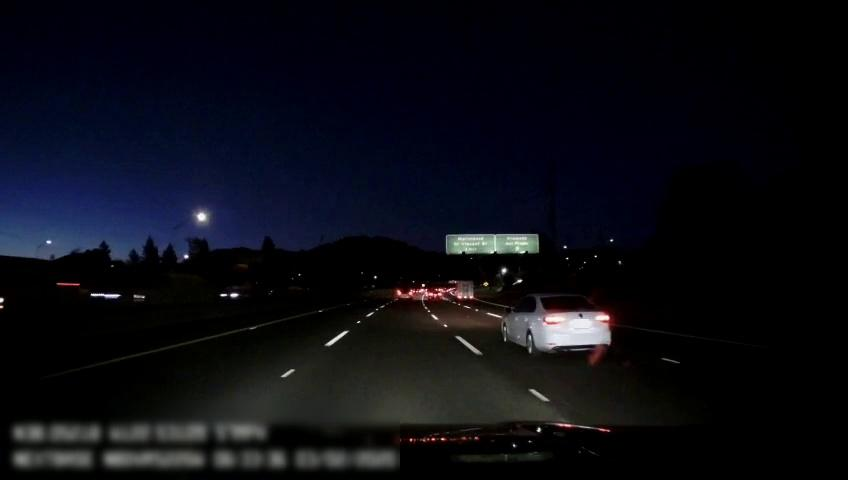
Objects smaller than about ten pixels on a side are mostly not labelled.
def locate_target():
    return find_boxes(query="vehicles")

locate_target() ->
[428,289,443,301]
[219,287,250,301]
[452,279,474,305]
[397,288,413,301]
[500,292,612,361]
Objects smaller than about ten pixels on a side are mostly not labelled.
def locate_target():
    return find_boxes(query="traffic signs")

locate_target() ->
[494,233,540,254]
[445,233,495,255]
